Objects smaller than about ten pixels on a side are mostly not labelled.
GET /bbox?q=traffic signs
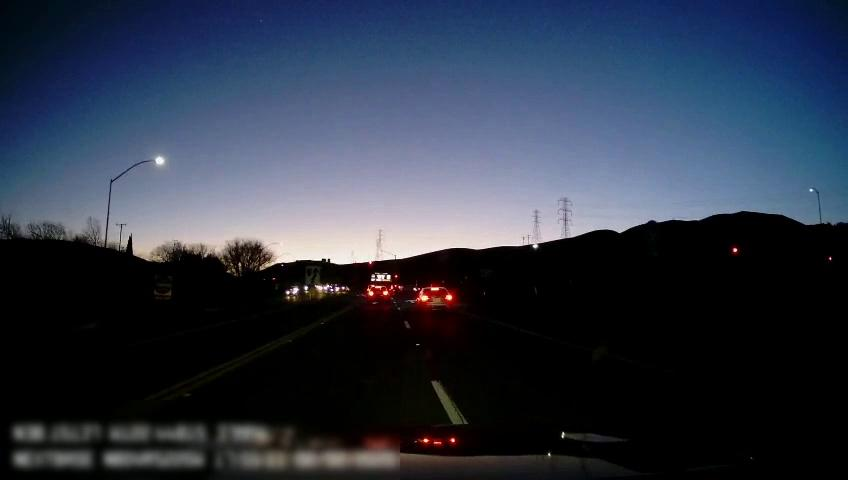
[153,274,173,300]
[305,265,321,285]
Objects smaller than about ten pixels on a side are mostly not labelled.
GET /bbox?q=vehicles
[416,286,453,311]
[366,285,389,301]
[284,287,299,297]
[402,284,421,293]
